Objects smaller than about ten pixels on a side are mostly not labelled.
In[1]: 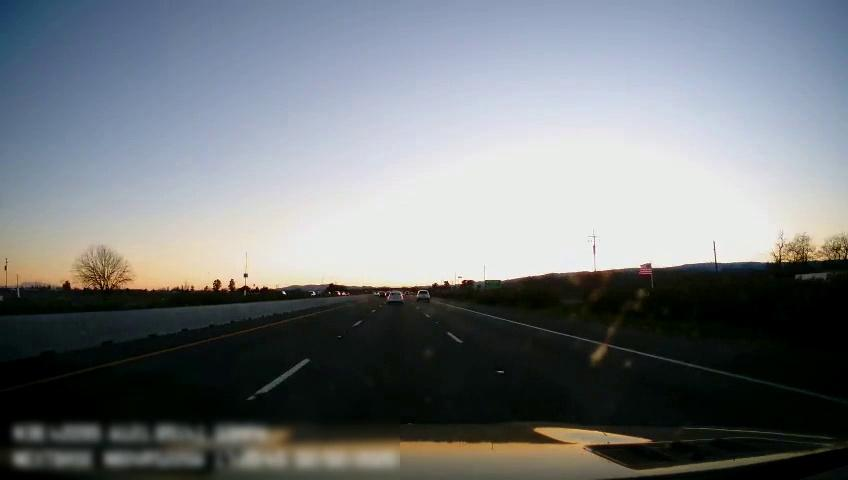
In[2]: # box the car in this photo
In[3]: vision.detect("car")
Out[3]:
[387,291,406,306]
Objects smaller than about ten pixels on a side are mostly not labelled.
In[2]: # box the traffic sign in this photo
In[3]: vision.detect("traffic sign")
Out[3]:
[485,279,502,288]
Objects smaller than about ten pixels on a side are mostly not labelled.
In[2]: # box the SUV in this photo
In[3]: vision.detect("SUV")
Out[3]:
[416,289,431,302]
